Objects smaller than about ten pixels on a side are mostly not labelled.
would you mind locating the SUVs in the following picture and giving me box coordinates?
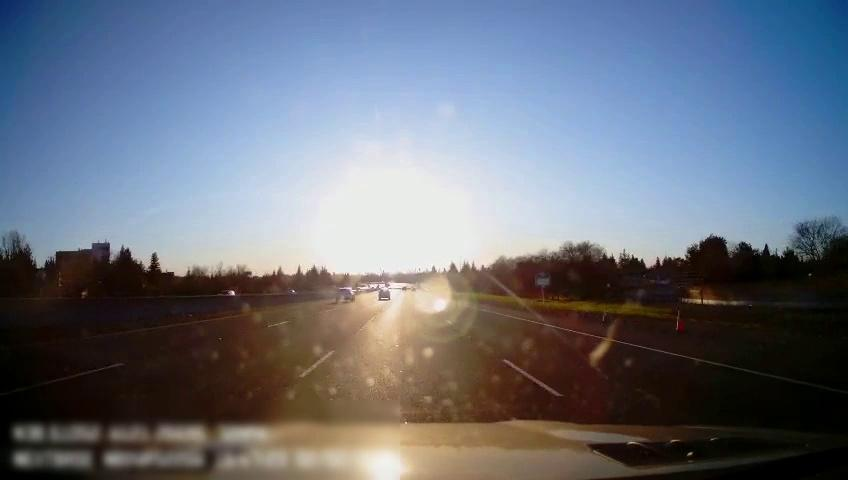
[336,288,356,303]
[219,290,236,296]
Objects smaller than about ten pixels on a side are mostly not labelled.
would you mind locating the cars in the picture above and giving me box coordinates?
[378,288,391,300]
